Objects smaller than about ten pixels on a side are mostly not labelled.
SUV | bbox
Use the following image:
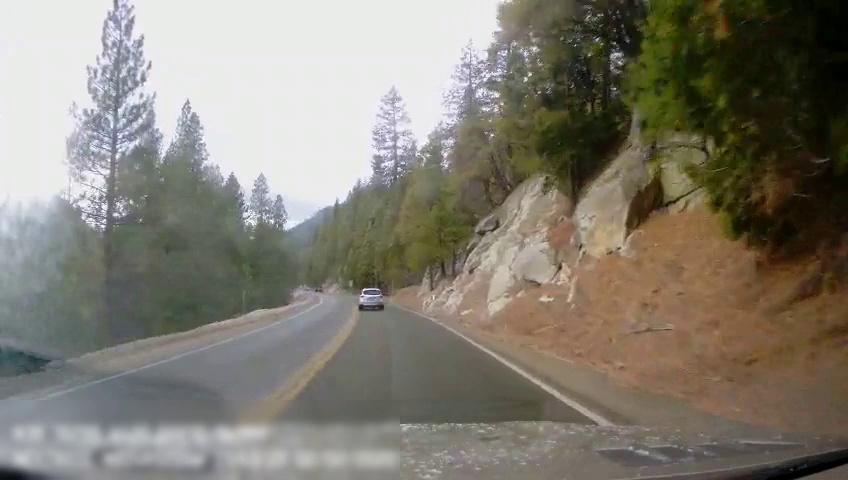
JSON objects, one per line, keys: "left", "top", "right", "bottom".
{"left": 357, "top": 287, "right": 384, "bottom": 311}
